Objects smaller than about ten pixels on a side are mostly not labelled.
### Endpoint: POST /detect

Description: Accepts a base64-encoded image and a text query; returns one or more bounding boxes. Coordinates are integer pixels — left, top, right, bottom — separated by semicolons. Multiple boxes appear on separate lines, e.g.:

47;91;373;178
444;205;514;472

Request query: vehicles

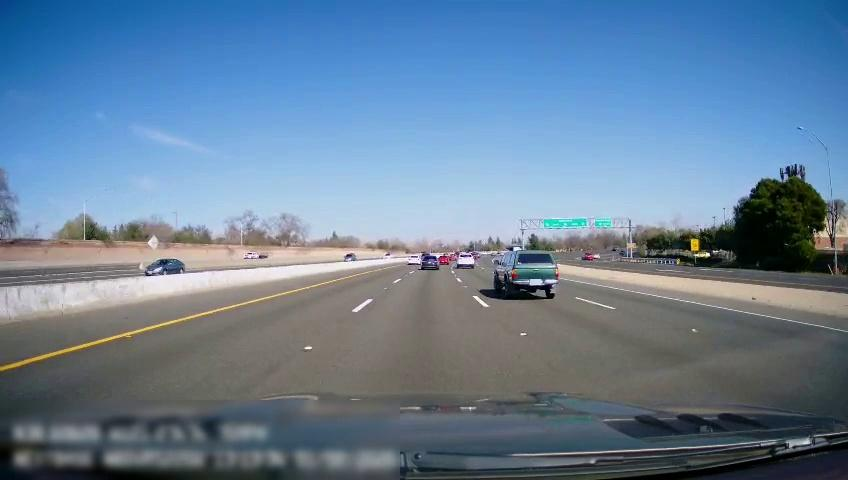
437;255;450;266
144;257;186;278
581;252;593;262
493;249;560;300
456;251;475;270
407;254;423;266
243;251;260;260
421;255;440;271
343;252;358;263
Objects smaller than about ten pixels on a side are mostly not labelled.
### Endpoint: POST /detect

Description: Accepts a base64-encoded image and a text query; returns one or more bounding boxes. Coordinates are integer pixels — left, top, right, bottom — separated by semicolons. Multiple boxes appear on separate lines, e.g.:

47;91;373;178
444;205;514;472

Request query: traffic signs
592;217;612;230
690;238;700;252
543;217;589;229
